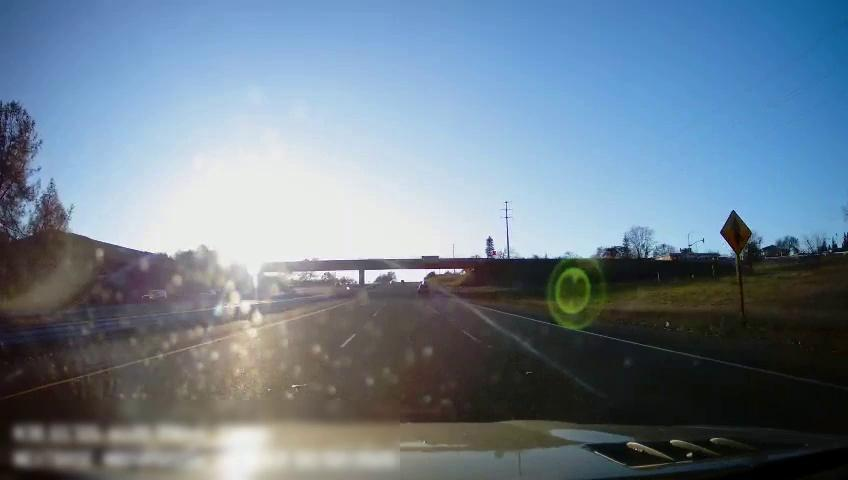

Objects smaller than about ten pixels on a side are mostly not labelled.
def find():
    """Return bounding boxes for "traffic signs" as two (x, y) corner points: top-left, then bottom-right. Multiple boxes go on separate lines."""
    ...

(720, 210), (753, 254)
(421, 255), (440, 265)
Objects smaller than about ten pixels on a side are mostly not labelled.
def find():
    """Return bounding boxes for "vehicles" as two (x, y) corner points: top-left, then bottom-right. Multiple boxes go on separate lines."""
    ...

(141, 290), (168, 305)
(417, 284), (429, 294)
